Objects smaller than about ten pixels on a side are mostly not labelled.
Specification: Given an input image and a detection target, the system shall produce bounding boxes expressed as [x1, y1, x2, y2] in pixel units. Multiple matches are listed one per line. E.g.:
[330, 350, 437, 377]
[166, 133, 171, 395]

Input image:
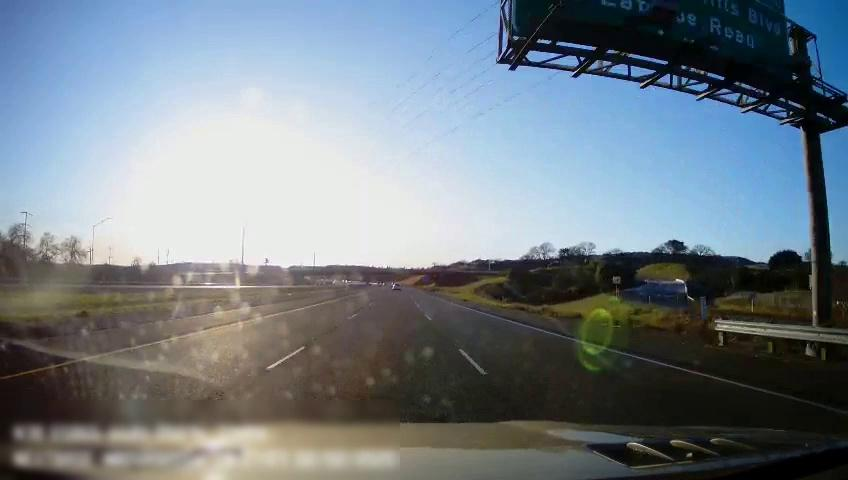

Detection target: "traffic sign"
[512, 0, 791, 99]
